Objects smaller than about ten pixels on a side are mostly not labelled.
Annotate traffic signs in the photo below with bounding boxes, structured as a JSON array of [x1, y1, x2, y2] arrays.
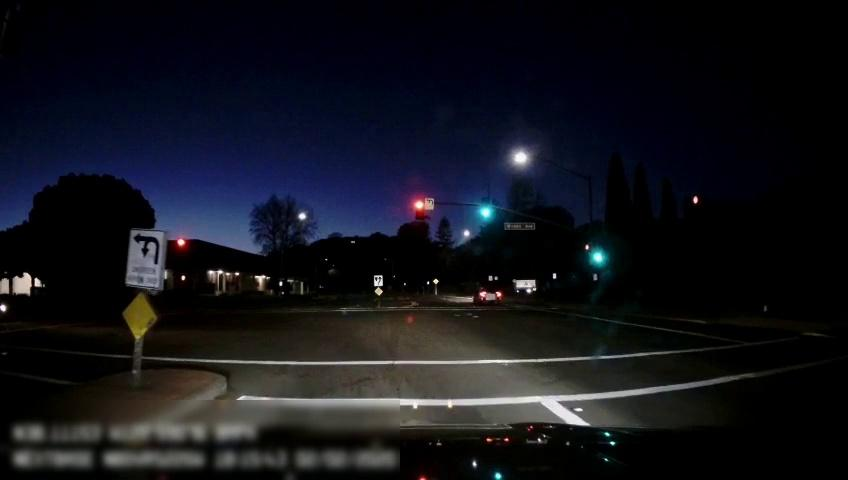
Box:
[[122, 292, 158, 341], [423, 199, 433, 212], [125, 228, 166, 290], [373, 274, 382, 286]]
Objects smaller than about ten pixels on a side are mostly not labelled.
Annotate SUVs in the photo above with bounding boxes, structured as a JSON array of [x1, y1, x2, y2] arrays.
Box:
[[473, 284, 503, 306]]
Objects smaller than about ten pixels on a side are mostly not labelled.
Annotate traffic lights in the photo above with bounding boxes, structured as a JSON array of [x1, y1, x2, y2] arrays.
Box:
[[482, 203, 489, 216], [178, 239, 184, 252], [0, 0, 17, 41], [595, 245, 603, 261], [414, 203, 423, 220]]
